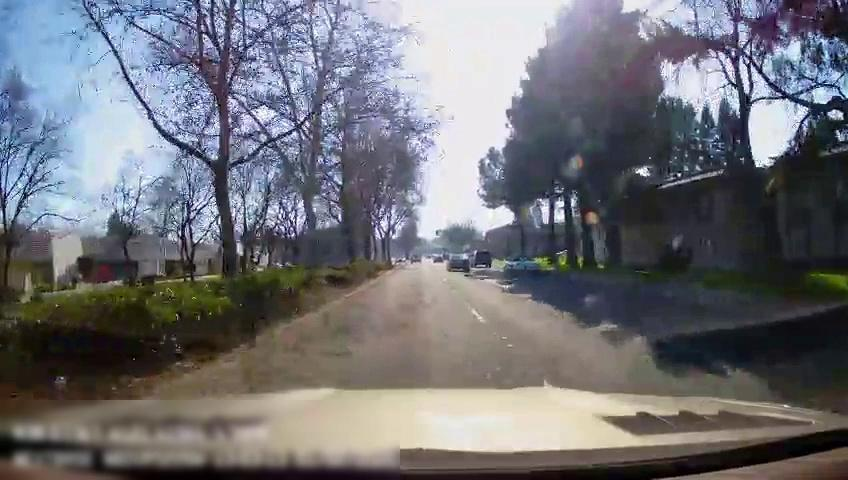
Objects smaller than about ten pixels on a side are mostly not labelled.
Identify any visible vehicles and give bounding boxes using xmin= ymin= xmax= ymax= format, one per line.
xmin=433 ymin=253 xmax=445 ymax=263
xmin=446 ymin=253 xmax=471 ymax=272
xmin=410 ymin=253 xmax=421 ymax=263
xmin=471 ymin=251 xmax=492 ymax=268
xmin=503 ymin=254 xmax=538 ymax=274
